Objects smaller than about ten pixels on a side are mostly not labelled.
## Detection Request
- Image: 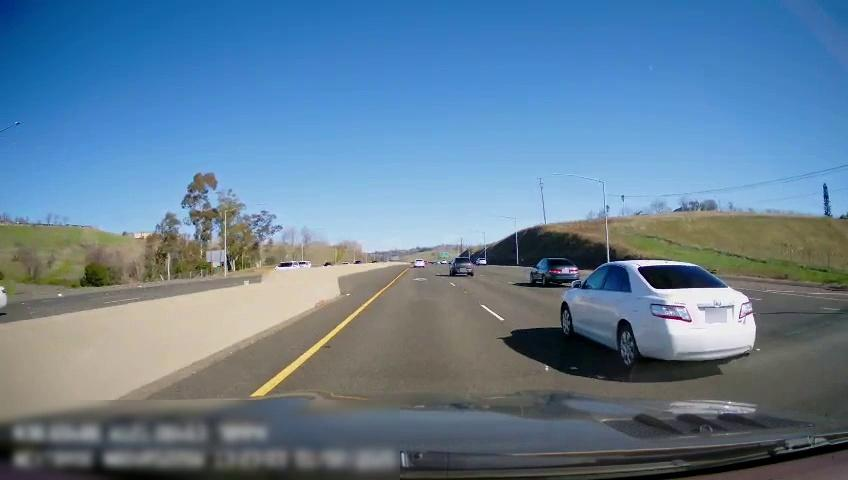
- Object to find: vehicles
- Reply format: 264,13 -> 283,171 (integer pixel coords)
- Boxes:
450,256 -> 474,276
560,260 -> 756,370
530,258 -> 581,286
274,260 -> 300,270
299,260 -> 312,268
475,256 -> 487,265
0,286 -> 9,316
413,258 -> 425,268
